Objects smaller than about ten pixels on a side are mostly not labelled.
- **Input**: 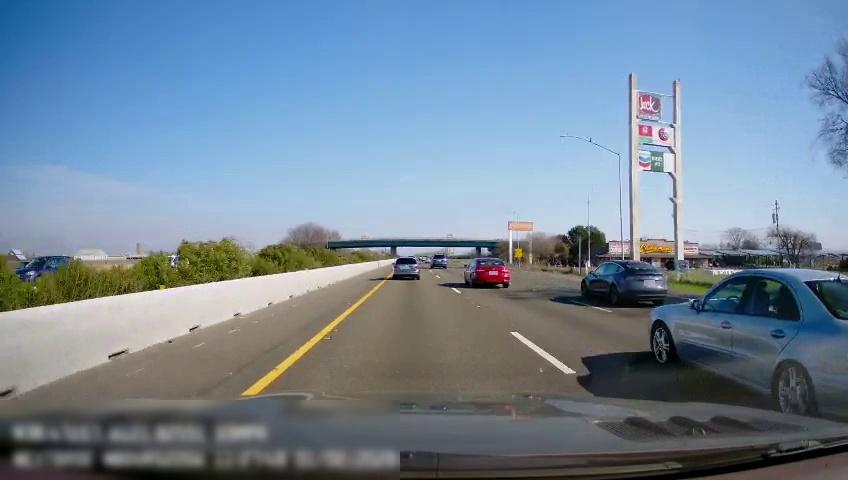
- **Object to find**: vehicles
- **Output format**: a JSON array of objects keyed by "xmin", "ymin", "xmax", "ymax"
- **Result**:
[
  {"xmin": 579, "ymin": 260, "xmax": 667, "ymax": 309},
  {"xmin": 14, "ymin": 256, "xmax": 75, "ymax": 287},
  {"xmin": 165, "ymin": 254, "xmax": 180, "ymax": 270},
  {"xmin": 392, "ymin": 255, "xmax": 421, "ymax": 281},
  {"xmin": 646, "ymin": 267, "xmax": 848, "ymax": 423},
  {"xmin": 461, "ymin": 257, "xmax": 512, "ymax": 289},
  {"xmin": 429, "ymin": 253, "xmax": 449, "ymax": 269}
]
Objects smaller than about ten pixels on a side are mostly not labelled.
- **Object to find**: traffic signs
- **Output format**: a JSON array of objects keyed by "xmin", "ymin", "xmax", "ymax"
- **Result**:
[{"xmin": 514, "ymin": 248, "xmax": 523, "ymax": 259}]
